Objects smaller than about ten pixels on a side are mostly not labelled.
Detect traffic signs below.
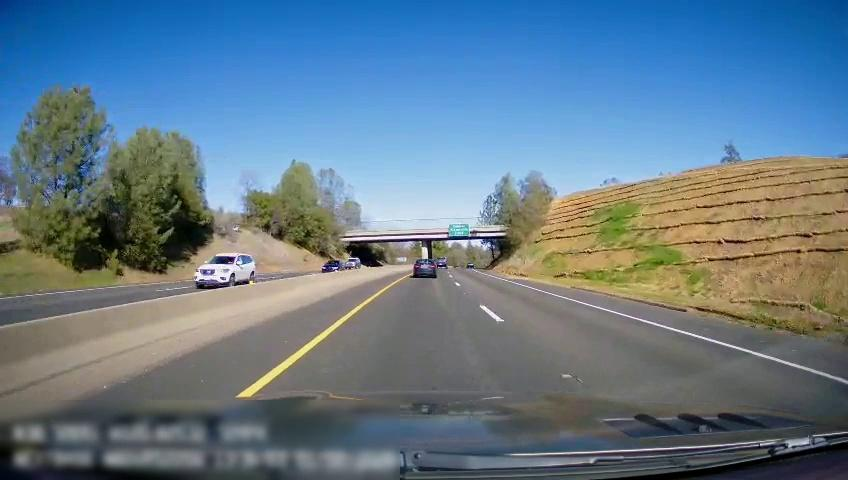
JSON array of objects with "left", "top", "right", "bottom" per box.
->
[{"left": 447, "top": 222, "right": 471, "bottom": 239}]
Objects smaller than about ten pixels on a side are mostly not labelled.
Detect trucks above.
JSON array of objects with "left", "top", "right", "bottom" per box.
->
[{"left": 433, "top": 256, "right": 449, "bottom": 269}]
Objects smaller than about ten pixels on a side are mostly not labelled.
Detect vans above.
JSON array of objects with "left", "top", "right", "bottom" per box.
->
[{"left": 343, "top": 257, "right": 362, "bottom": 271}]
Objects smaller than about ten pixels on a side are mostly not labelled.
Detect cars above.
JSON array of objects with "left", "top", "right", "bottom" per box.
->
[
  {"left": 413, "top": 258, "right": 439, "bottom": 279},
  {"left": 320, "top": 259, "right": 345, "bottom": 274}
]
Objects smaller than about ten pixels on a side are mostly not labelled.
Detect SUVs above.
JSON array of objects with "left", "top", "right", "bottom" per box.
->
[{"left": 193, "top": 253, "right": 258, "bottom": 290}]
